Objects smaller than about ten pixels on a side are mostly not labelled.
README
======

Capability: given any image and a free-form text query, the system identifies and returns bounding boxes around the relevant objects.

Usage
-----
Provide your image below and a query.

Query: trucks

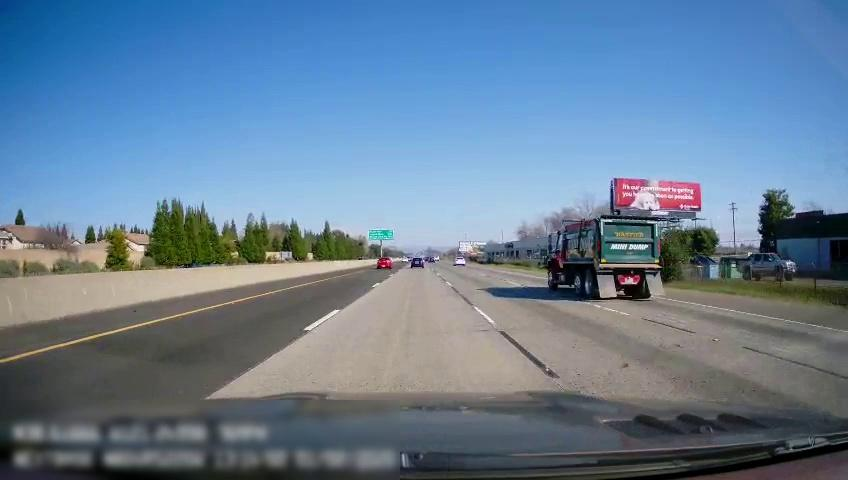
[540,215,665,301]
[736,252,797,282]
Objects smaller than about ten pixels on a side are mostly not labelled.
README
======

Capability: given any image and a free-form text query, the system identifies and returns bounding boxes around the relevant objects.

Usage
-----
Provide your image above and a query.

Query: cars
[410,257,425,269]
[376,257,393,270]
[452,256,466,266]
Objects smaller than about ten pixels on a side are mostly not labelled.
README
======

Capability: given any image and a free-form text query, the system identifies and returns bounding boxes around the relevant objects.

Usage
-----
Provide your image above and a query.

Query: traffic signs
[367,228,394,241]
